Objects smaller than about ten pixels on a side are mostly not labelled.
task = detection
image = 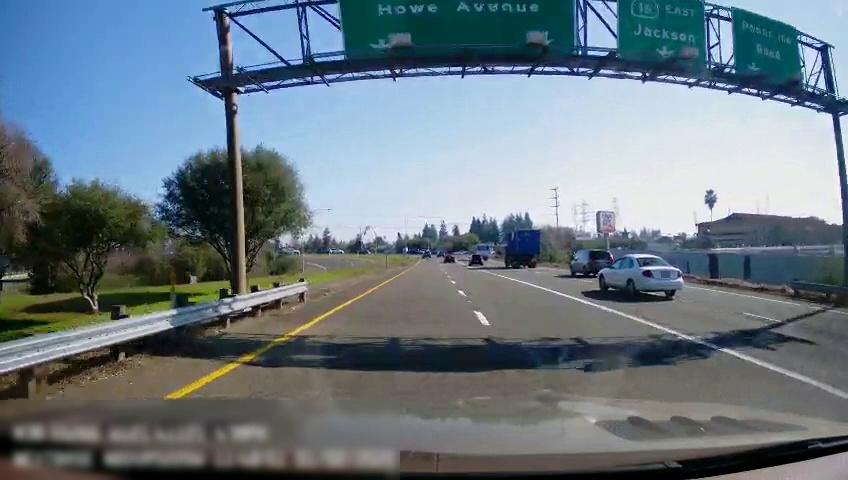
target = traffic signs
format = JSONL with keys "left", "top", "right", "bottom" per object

{"left": 731, "top": 6, "right": 805, "bottom": 91}
{"left": 338, "top": 0, "right": 576, "bottom": 58}
{"left": 616, "top": 0, "right": 708, "bottom": 69}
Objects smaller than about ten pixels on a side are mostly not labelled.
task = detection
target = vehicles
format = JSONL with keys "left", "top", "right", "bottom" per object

{"left": 567, "top": 249, "right": 614, "bottom": 278}
{"left": 475, "top": 243, "right": 489, "bottom": 261}
{"left": 283, "top": 247, "right": 300, "bottom": 255}
{"left": 502, "top": 229, "right": 540, "bottom": 269}
{"left": 597, "top": 253, "right": 684, "bottom": 299}
{"left": 330, "top": 247, "right": 346, "bottom": 254}
{"left": 468, "top": 253, "right": 484, "bottom": 267}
